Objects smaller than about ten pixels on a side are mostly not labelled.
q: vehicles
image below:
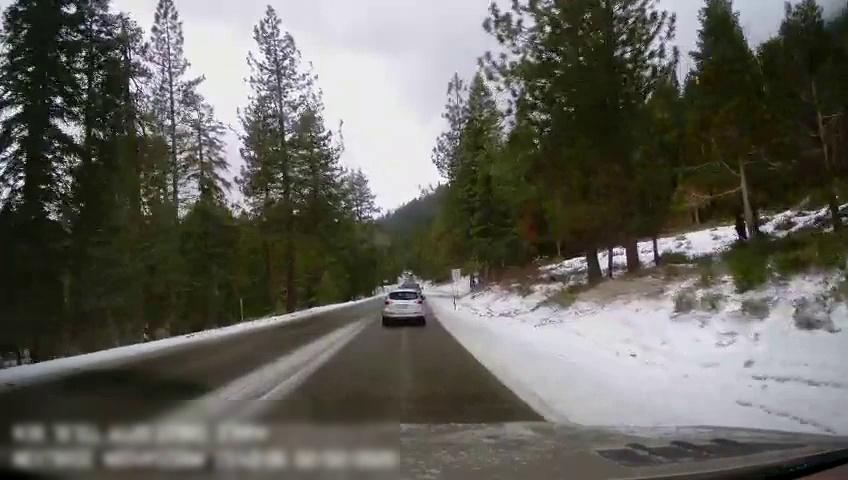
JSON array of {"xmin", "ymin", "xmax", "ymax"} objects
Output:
[
  {"xmin": 382, "ymin": 289, "xmax": 426, "ymax": 326},
  {"xmin": 398, "ymin": 283, "xmax": 422, "ymax": 297}
]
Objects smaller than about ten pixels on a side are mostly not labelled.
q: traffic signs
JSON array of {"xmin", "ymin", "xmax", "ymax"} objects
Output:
[{"xmin": 452, "ymin": 269, "xmax": 461, "ymax": 282}]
